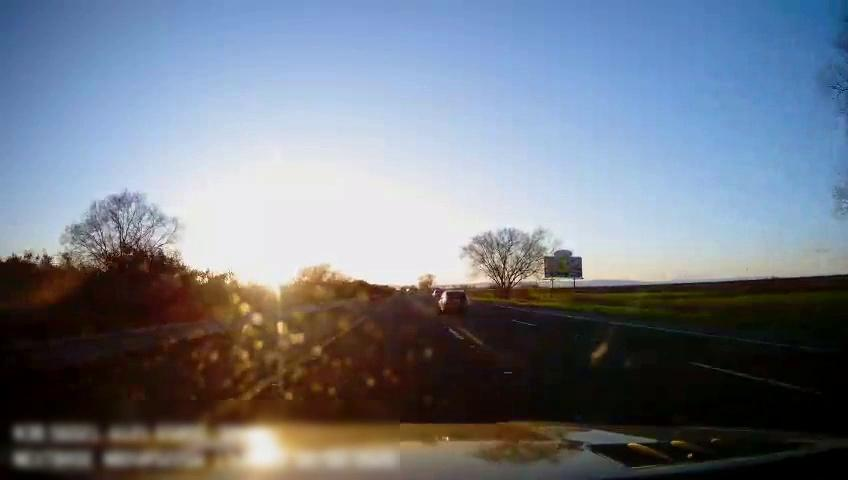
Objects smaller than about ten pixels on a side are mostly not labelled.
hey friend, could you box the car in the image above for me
[438,290,467,314]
